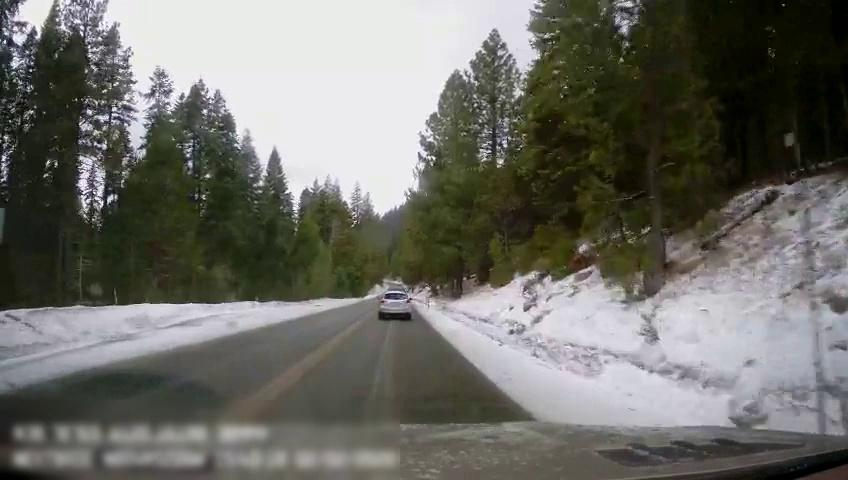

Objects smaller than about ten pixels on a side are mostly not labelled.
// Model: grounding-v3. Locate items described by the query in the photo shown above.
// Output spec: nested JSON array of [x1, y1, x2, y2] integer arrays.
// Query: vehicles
[[378, 291, 413, 320], [387, 287, 406, 292]]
